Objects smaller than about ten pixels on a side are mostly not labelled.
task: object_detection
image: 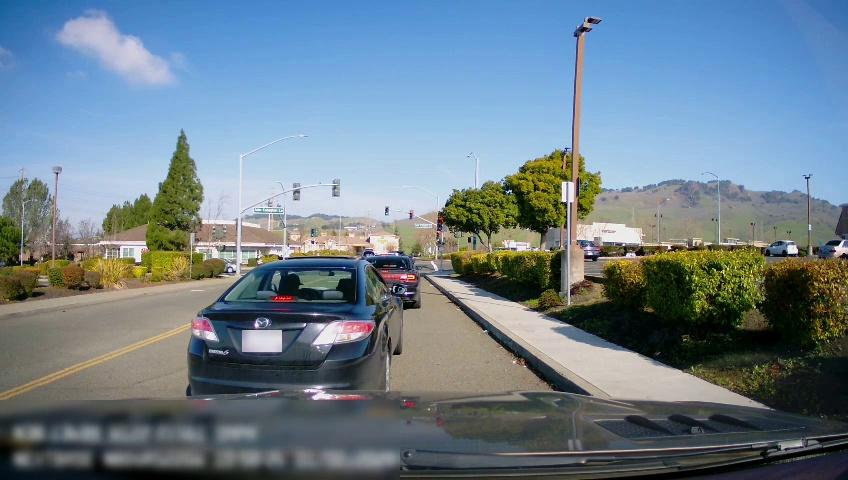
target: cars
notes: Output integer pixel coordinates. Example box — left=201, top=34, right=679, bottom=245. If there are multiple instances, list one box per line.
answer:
left=577, top=237, right=602, bottom=260
left=184, top=255, right=405, bottom=396
left=764, top=239, right=799, bottom=256
left=817, top=237, right=848, bottom=270
left=367, top=255, right=424, bottom=311
left=224, top=257, right=238, bottom=274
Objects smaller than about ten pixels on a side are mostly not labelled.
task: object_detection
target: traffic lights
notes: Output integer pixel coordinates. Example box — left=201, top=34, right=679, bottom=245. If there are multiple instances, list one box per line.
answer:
left=331, top=179, right=340, bottom=196
left=291, top=183, right=300, bottom=201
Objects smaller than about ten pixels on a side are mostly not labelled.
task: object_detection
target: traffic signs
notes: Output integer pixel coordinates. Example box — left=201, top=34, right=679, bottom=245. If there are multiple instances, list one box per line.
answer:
left=417, top=222, right=433, bottom=229
left=254, top=205, right=285, bottom=216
